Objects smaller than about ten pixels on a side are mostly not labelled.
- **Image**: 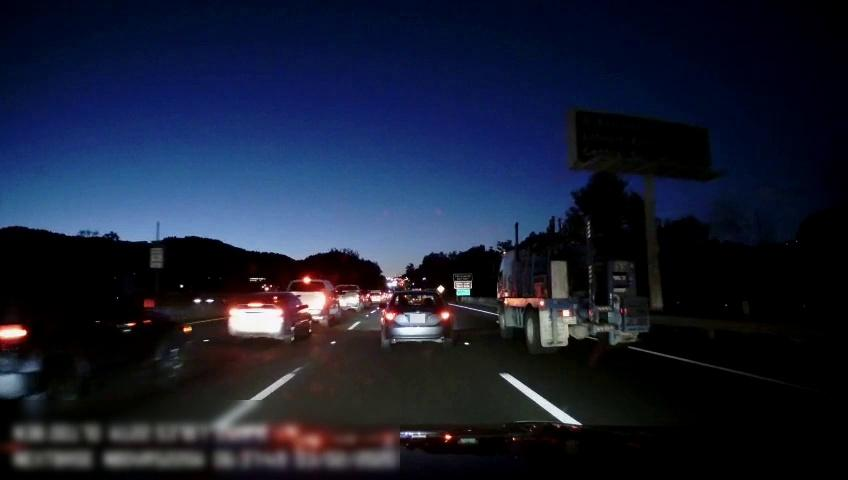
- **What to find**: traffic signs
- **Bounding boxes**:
[456,289,471,296]
[452,273,473,281]
[148,246,162,268]
[454,281,472,289]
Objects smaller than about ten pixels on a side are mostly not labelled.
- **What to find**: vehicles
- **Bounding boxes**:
[335,286,358,313]
[490,237,650,357]
[225,290,314,348]
[380,290,451,350]
[286,280,341,328]
[370,289,389,307]
[353,286,372,308]
[191,291,224,307]
[0,276,187,438]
